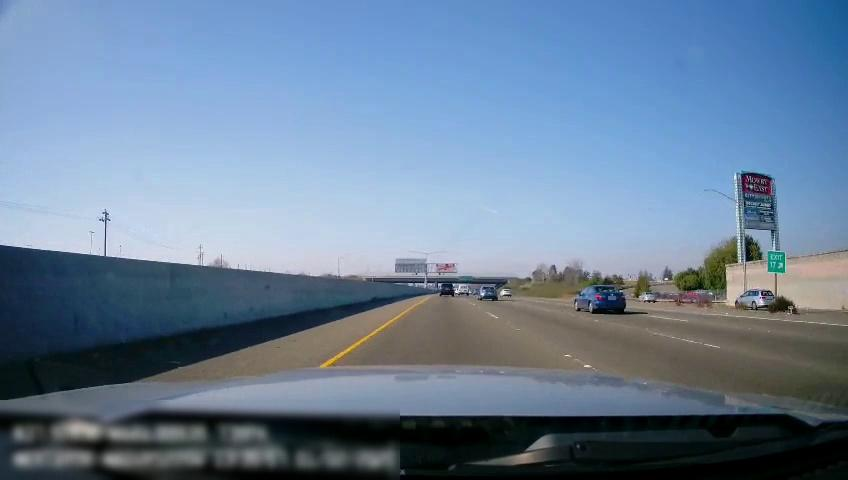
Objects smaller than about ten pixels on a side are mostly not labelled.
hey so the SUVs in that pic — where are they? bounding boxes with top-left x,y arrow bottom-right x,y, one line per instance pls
438,282 -> 455,297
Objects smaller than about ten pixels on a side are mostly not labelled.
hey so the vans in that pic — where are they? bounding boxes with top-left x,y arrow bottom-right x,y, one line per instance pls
458,283 -> 469,295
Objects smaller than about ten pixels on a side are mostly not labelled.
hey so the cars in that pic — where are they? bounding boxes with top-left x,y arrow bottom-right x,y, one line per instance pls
638,291 -> 657,303
734,289 -> 775,310
572,283 -> 627,314
476,283 -> 498,301
500,288 -> 512,297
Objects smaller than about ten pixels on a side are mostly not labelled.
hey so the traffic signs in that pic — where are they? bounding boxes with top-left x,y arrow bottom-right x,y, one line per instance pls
767,249 -> 787,273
